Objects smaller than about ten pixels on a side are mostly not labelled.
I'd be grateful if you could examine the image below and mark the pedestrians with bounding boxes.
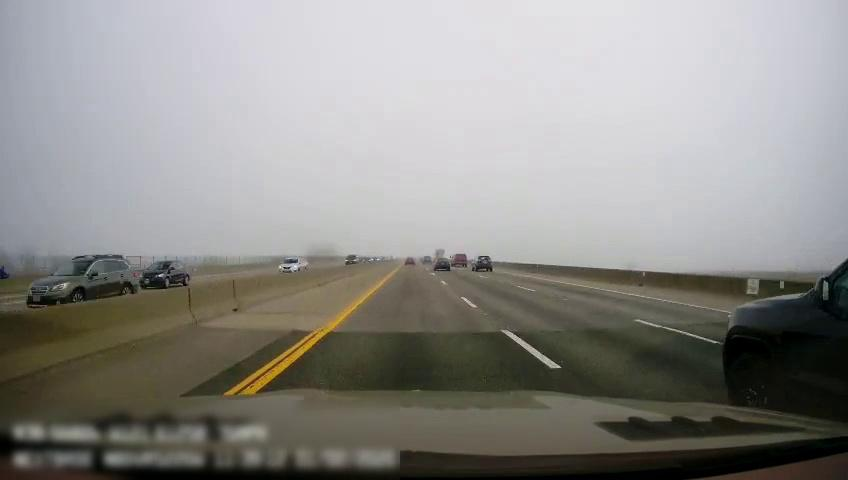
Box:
[0,265,10,280]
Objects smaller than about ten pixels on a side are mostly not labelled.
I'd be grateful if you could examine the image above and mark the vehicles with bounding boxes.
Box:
[344,254,361,266]
[138,260,192,289]
[404,256,416,265]
[432,257,451,272]
[449,252,468,268]
[277,257,311,274]
[25,254,142,310]
[433,248,446,260]
[421,255,432,264]
[470,255,494,272]
[719,254,848,425]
